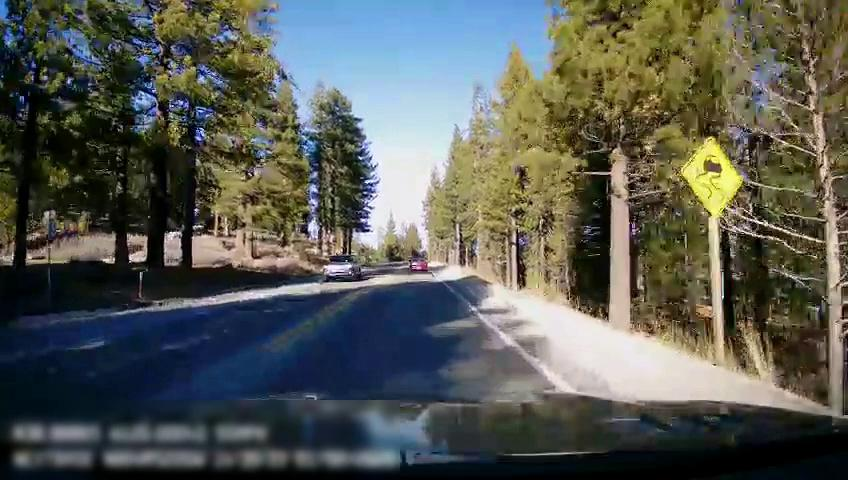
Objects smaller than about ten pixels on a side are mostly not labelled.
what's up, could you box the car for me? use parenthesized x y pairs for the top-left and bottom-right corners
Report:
(410, 257), (428, 273)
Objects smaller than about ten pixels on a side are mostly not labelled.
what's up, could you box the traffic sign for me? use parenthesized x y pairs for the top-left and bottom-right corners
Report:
(680, 134), (744, 216)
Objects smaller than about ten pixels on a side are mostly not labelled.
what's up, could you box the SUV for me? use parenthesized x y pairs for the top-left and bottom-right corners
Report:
(320, 254), (362, 283)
